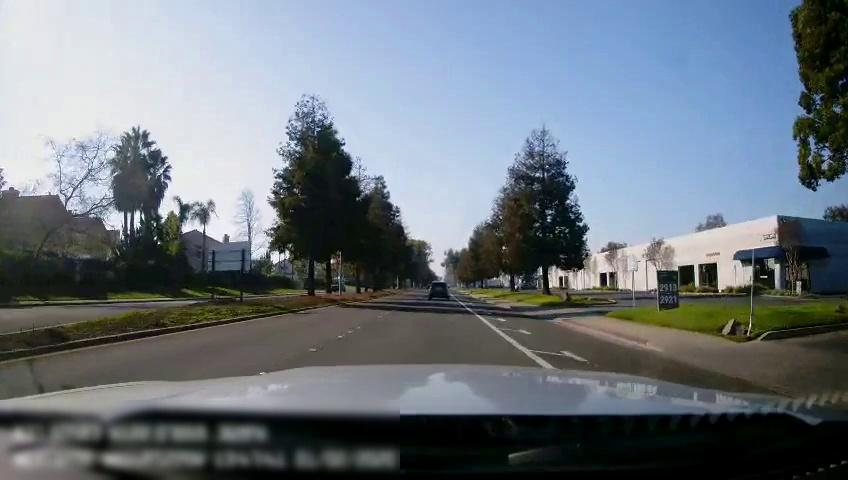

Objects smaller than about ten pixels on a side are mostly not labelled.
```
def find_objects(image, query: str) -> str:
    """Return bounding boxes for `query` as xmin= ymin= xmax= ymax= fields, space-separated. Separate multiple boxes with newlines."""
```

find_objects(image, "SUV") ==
xmin=427 ymin=281 xmax=450 ymax=301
